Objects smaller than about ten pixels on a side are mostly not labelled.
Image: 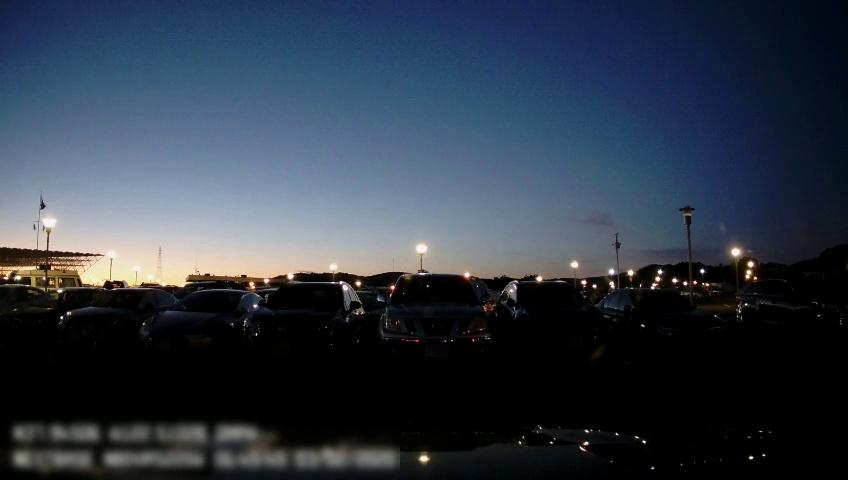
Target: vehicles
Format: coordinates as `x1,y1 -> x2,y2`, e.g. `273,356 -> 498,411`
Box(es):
0,266 -> 82,294
0,283 -> 47,323
491,278 -> 614,366
737,276 -> 848,345
590,288 -> 738,371
3,288 -> 109,337
240,279 -> 372,373
102,279 -> 129,290
52,287 -> 179,355
137,288 -> 266,365
373,271 -> 503,381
